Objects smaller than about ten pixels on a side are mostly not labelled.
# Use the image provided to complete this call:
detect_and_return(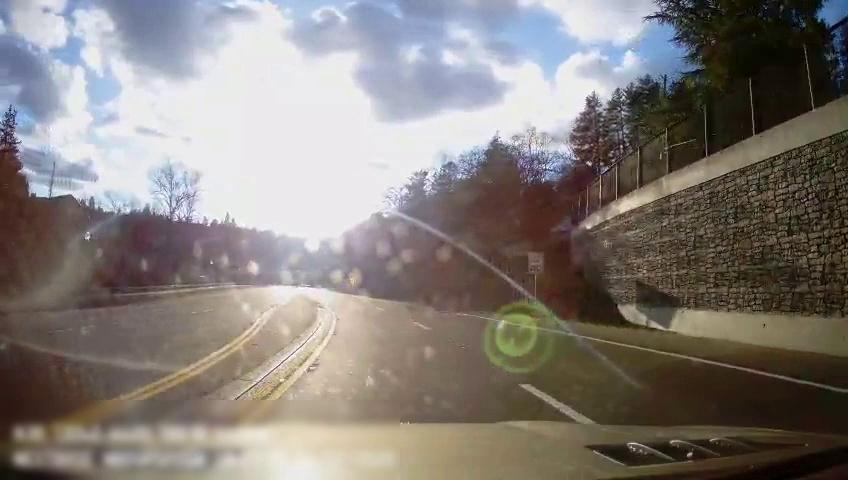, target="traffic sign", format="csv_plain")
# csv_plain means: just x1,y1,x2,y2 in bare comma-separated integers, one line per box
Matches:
526,251,545,274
